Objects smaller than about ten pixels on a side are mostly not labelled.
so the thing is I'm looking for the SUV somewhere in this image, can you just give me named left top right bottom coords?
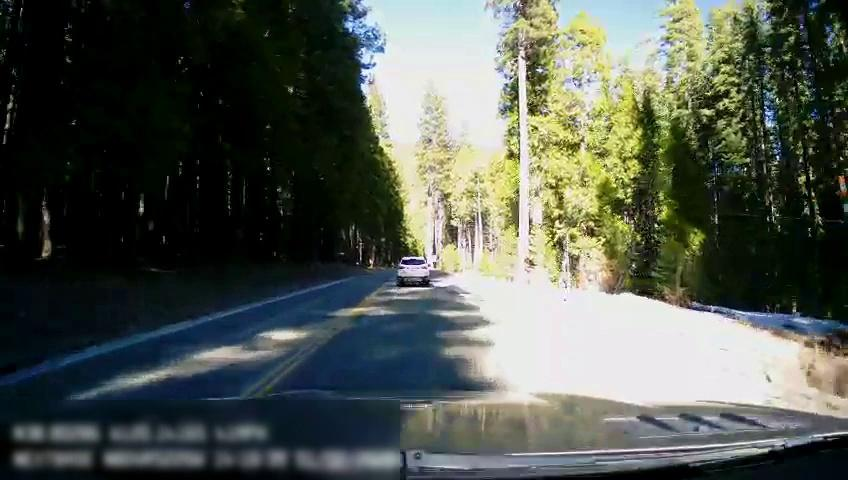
left=397, top=256, right=433, bottom=287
